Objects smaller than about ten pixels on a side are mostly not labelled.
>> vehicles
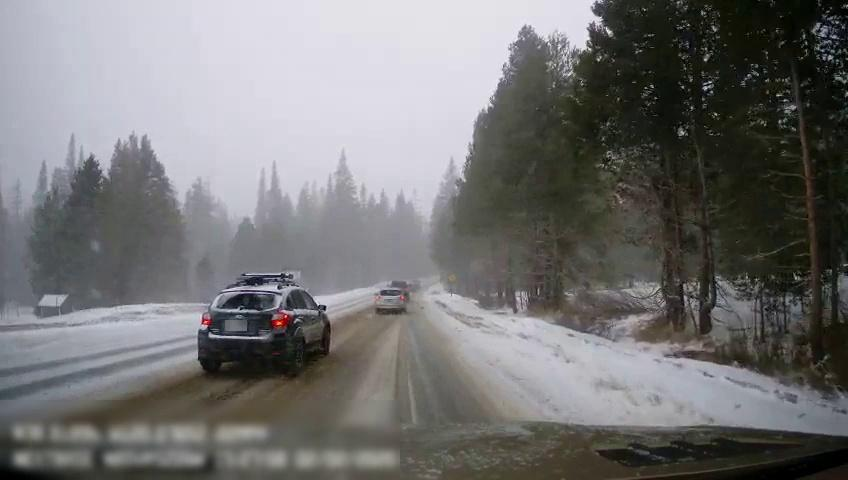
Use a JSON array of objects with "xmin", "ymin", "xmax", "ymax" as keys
[
  {"xmin": 196, "ymin": 271, "xmax": 333, "ymax": 375},
  {"xmin": 374, "ymin": 286, "xmax": 407, "ymax": 315},
  {"xmin": 385, "ymin": 280, "xmax": 413, "ymax": 304}
]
